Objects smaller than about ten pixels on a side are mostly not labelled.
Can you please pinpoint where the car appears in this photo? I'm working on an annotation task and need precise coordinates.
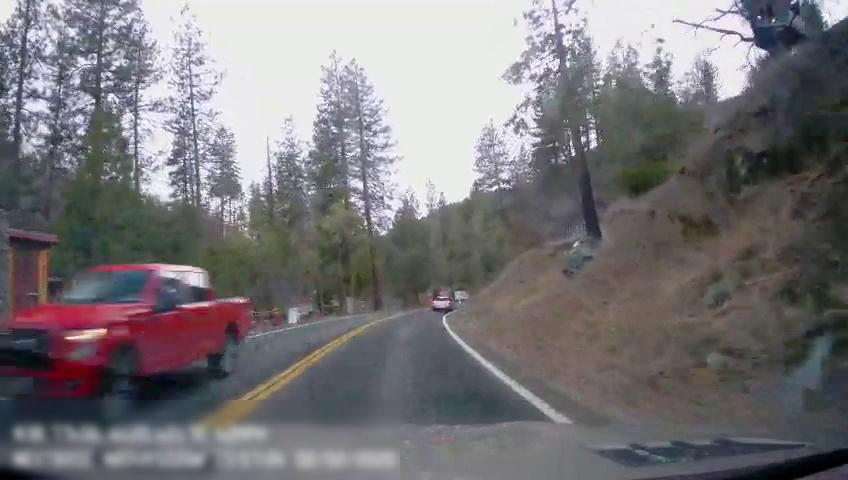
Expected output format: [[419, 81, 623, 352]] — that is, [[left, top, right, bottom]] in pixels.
[[432, 296, 453, 312]]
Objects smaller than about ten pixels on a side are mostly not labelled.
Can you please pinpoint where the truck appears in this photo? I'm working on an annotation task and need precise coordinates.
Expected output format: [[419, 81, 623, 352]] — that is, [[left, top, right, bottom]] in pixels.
[[0, 263, 254, 435]]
